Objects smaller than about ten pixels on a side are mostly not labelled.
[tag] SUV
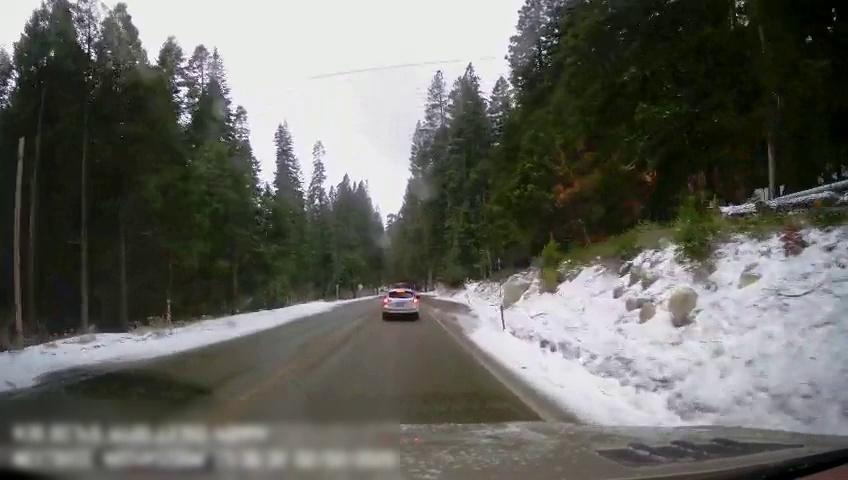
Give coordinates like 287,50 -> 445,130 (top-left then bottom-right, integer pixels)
381,287 -> 421,322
